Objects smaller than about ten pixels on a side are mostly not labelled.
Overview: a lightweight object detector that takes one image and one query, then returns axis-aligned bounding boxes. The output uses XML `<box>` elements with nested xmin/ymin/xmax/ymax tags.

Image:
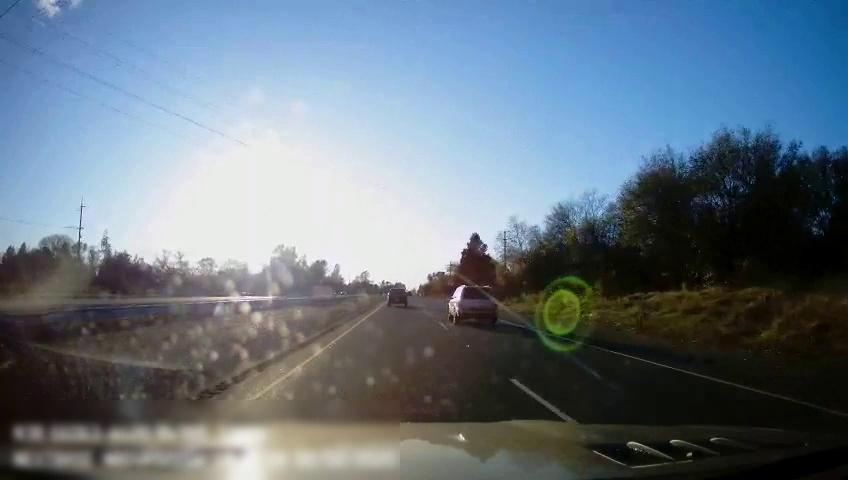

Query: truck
<box><xmin>386</xmin><ymin>288</ymin><xmax>408</xmax><ymax>307</ymax></box>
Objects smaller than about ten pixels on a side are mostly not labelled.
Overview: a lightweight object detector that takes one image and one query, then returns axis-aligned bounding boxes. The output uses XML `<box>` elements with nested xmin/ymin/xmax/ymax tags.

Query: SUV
<box><xmin>447</xmin><ymin>285</ymin><xmax>498</xmax><ymax>325</ymax></box>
